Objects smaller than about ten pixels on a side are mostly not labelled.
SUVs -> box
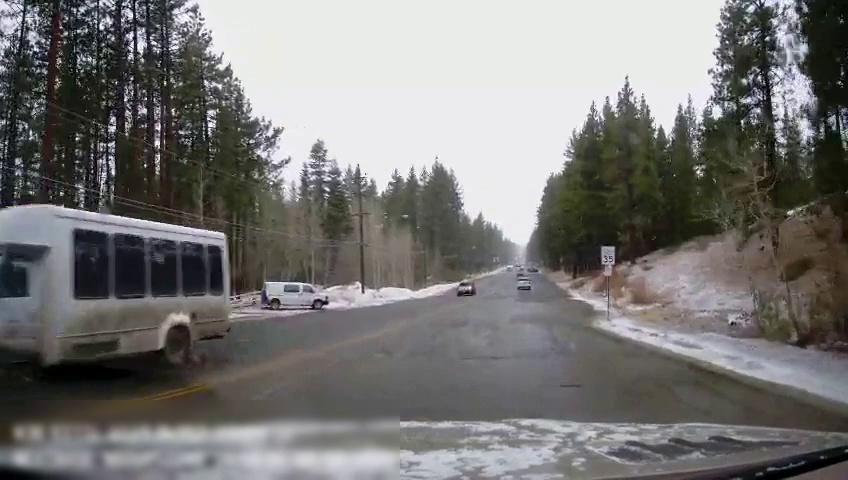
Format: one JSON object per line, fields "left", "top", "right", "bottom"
{"left": 455, "top": 279, "right": 476, "bottom": 297}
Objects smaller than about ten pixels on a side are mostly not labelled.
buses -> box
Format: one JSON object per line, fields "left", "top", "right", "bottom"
{"left": 0, "top": 204, "right": 230, "bottom": 396}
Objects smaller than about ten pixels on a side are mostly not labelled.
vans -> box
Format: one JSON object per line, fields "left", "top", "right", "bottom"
{"left": 263, "top": 282, "right": 330, "bottom": 311}
{"left": 515, "top": 277, "right": 534, "bottom": 292}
